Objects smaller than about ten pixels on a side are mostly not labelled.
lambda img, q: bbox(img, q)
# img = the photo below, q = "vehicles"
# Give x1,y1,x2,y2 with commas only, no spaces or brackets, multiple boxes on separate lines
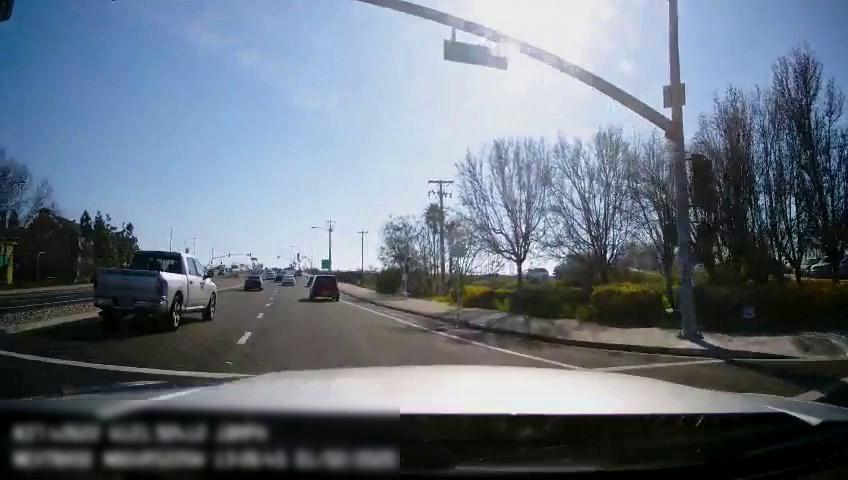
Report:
809,254,846,278
244,274,265,292
281,275,296,287
93,250,218,331
265,271,277,281
516,267,549,281
303,274,317,288
274,273,284,283
308,275,340,303
794,257,820,278
828,256,848,278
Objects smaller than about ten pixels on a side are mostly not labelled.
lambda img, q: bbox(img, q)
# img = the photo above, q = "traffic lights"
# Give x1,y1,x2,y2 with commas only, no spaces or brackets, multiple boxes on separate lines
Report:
690,153,714,209
0,0,15,22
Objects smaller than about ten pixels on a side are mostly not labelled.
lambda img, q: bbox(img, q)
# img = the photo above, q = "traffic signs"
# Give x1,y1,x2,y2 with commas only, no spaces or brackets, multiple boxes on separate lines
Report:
443,39,508,70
